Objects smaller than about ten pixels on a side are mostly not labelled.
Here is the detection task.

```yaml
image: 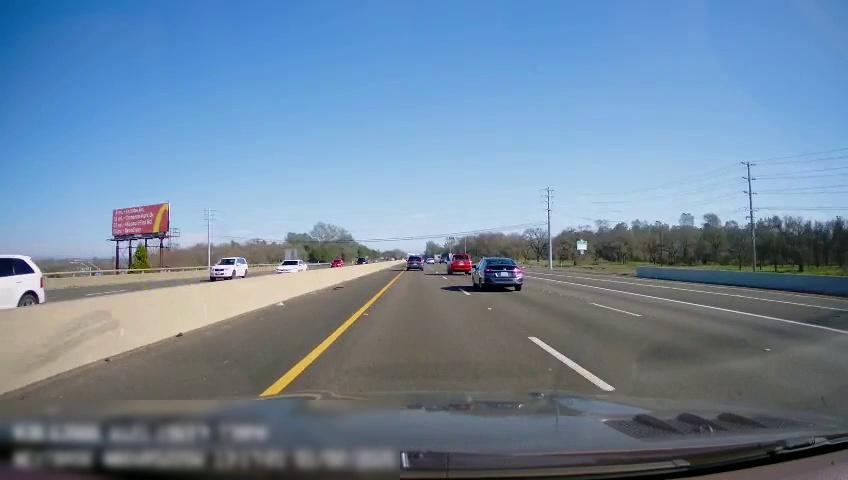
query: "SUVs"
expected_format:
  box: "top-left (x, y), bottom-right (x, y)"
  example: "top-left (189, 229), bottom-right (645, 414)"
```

top-left (0, 253), bottom-right (47, 311)
top-left (407, 256), bottom-right (424, 271)
top-left (330, 259), bottom-right (344, 269)
top-left (209, 257), bottom-right (249, 282)
top-left (447, 253), bottom-right (473, 276)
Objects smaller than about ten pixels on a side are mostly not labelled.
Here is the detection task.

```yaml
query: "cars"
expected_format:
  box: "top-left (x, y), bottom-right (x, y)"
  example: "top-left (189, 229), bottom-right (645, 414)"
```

top-left (276, 259), bottom-right (308, 274)
top-left (472, 257), bottom-right (523, 291)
